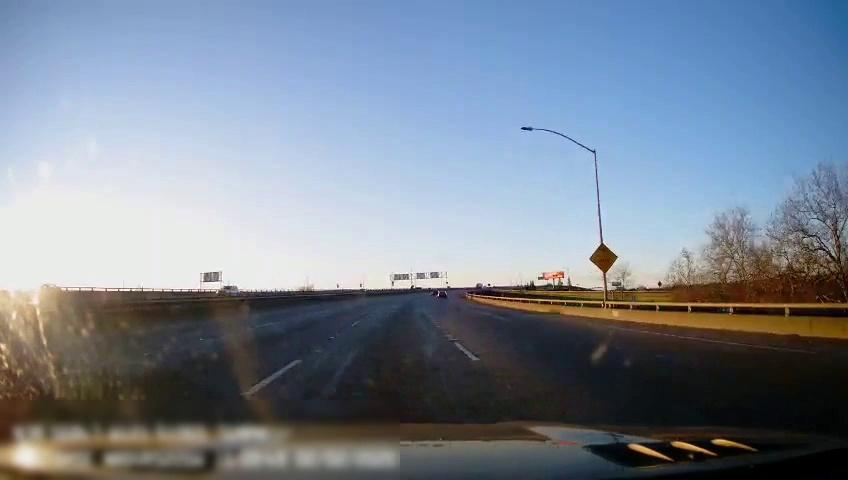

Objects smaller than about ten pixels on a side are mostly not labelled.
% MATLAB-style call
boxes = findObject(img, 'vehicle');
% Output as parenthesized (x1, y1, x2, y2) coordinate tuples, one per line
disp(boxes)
(217, 286, 240, 296)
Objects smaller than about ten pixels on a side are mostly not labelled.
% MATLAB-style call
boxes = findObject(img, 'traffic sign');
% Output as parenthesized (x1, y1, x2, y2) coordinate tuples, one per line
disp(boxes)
(589, 242, 618, 274)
